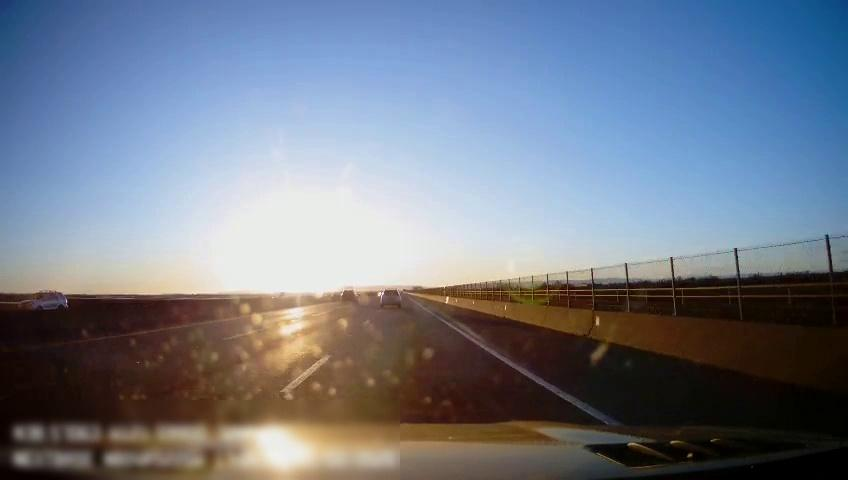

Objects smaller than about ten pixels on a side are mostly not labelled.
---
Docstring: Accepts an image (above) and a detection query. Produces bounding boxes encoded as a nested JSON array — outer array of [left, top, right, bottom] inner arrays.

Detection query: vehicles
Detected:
[[16, 291, 69, 312], [340, 289, 359, 303], [379, 288, 402, 308]]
